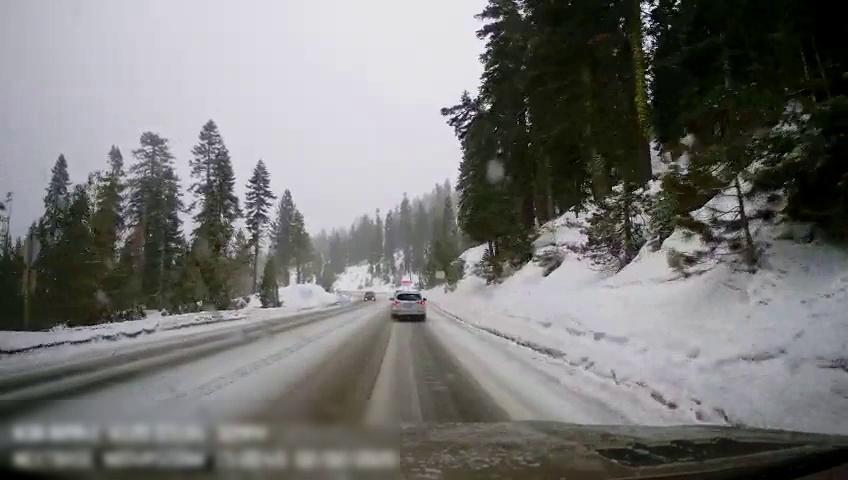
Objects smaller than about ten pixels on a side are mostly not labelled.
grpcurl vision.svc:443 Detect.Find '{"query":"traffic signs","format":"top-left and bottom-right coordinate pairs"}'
top-left (435, 270), bottom-right (446, 280)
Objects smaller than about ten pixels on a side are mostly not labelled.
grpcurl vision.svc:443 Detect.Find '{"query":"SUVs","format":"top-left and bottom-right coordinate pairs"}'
top-left (362, 291), bottom-right (376, 302)
top-left (388, 290), bottom-right (429, 322)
